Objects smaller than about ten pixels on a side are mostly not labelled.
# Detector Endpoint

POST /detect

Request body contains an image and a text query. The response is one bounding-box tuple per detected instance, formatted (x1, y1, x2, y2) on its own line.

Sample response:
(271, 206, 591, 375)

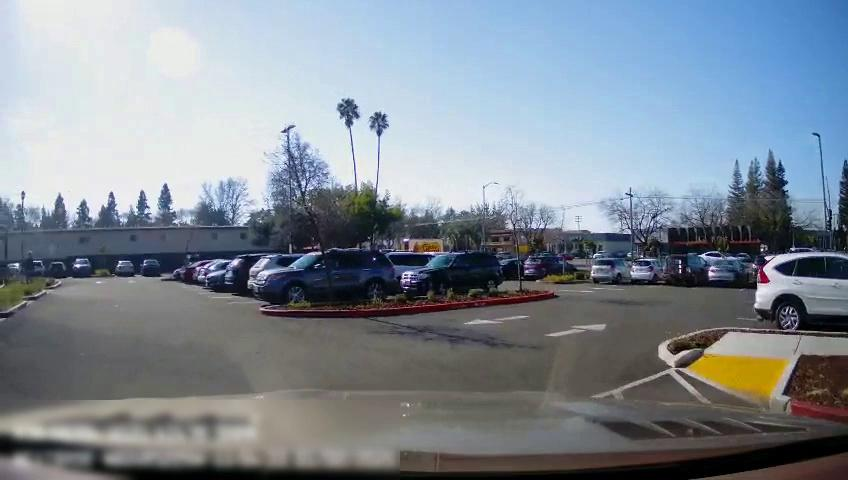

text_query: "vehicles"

(668, 255, 711, 275)
(199, 260, 232, 284)
(173, 262, 196, 281)
(27, 260, 46, 277)
(591, 257, 634, 285)
(381, 252, 441, 282)
(205, 266, 226, 286)
(754, 251, 848, 331)
(192, 260, 219, 282)
(246, 253, 307, 292)
(523, 255, 563, 280)
(497, 258, 528, 279)
(630, 261, 658, 284)
(707, 260, 737, 287)
(699, 250, 741, 266)
(114, 260, 134, 276)
(224, 253, 281, 290)
(252, 248, 395, 304)
(183, 260, 209, 281)
(183, 252, 201, 267)
(71, 257, 92, 277)
(140, 259, 160, 277)
(48, 261, 67, 278)
(400, 251, 503, 299)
